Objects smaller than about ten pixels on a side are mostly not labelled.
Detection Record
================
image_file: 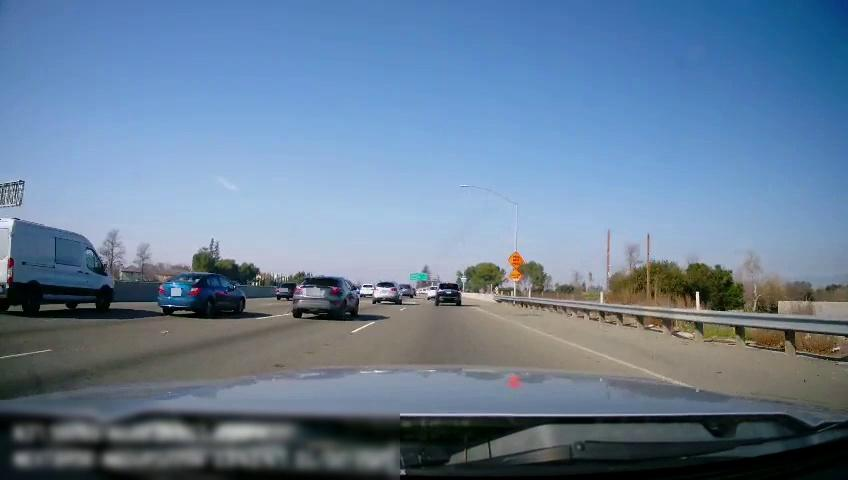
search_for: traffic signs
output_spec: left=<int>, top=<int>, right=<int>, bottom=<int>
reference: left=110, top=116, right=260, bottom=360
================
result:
left=505, top=250, right=527, bottom=270
left=509, top=270, right=523, bottom=282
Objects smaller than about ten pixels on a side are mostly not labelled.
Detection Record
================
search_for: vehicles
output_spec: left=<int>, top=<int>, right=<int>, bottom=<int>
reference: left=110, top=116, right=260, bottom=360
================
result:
left=427, top=285, right=443, bottom=301
left=359, top=283, right=378, bottom=298
left=292, top=276, right=361, bottom=321
left=158, top=271, right=247, bottom=319
left=274, top=282, right=304, bottom=302
left=0, top=217, right=115, bottom=317
left=372, top=282, right=402, bottom=305
left=434, top=282, right=463, bottom=307
left=395, top=283, right=414, bottom=299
